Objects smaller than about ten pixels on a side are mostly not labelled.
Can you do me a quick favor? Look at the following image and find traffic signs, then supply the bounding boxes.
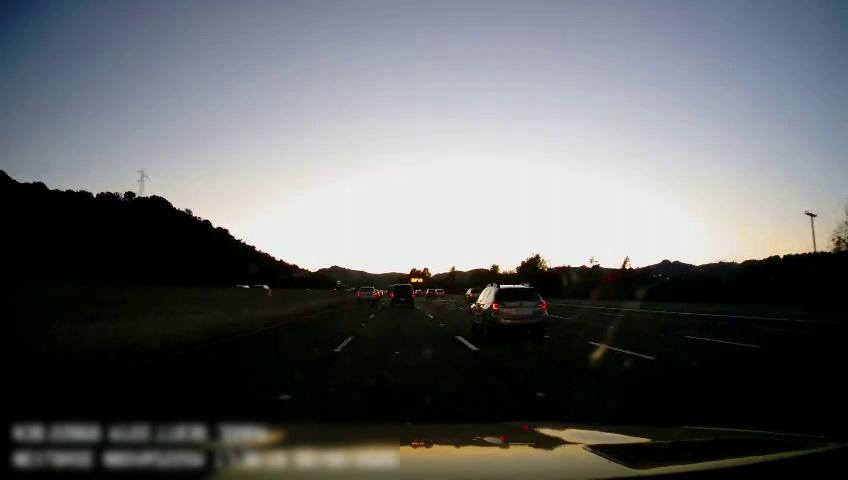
[410,277,424,283]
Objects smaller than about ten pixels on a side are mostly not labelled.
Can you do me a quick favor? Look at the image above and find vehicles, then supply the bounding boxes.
[356,286,378,304]
[390,283,416,307]
[436,288,445,297]
[377,289,383,301]
[465,287,485,304]
[424,288,436,298]
[251,284,270,290]
[469,284,548,339]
